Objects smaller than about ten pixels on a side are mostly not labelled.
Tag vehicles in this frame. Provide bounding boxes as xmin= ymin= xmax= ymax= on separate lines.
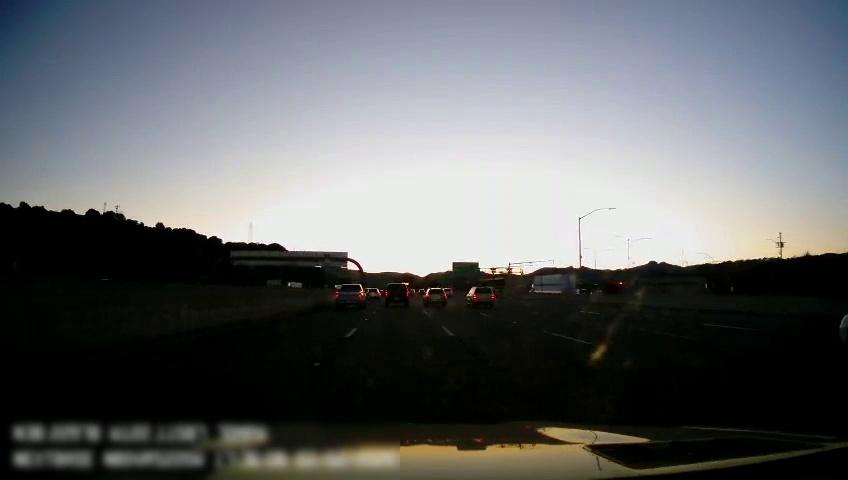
xmin=527 ymin=274 xmax=576 ymax=295
xmin=281 ymin=281 xmax=303 ymax=289
xmin=367 ymin=287 xmax=381 ymax=300
xmin=443 ymin=287 xmax=454 ymax=299
xmin=575 ymin=288 xmax=588 ymax=296
xmin=385 ymin=282 xmax=409 ymax=306
xmin=465 ymin=286 xmax=496 ymax=309
xmin=422 ymin=287 xmax=449 ymax=307
xmin=335 ymin=284 xmax=368 ymax=310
